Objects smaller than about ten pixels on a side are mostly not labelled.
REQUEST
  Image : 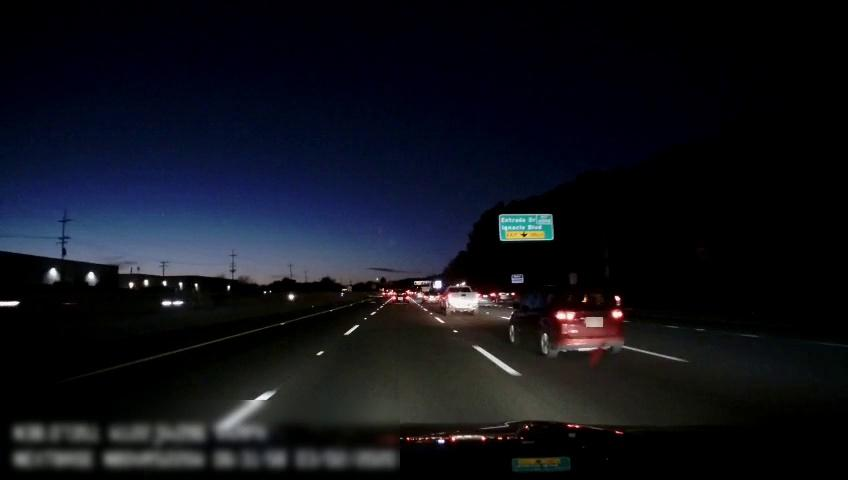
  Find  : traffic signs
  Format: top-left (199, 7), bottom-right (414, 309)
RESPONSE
top-left (498, 213), bottom-right (555, 243)
top-left (512, 273), bottom-right (524, 284)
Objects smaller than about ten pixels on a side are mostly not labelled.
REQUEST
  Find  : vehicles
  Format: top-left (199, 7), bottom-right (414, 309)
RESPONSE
top-left (160, 292), bottom-right (193, 307)
top-left (422, 288), bottom-right (440, 303)
top-left (440, 285), bottom-right (479, 315)
top-left (508, 285), bottom-right (625, 359)
top-left (490, 288), bottom-right (515, 306)
top-left (391, 292), bottom-right (409, 304)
